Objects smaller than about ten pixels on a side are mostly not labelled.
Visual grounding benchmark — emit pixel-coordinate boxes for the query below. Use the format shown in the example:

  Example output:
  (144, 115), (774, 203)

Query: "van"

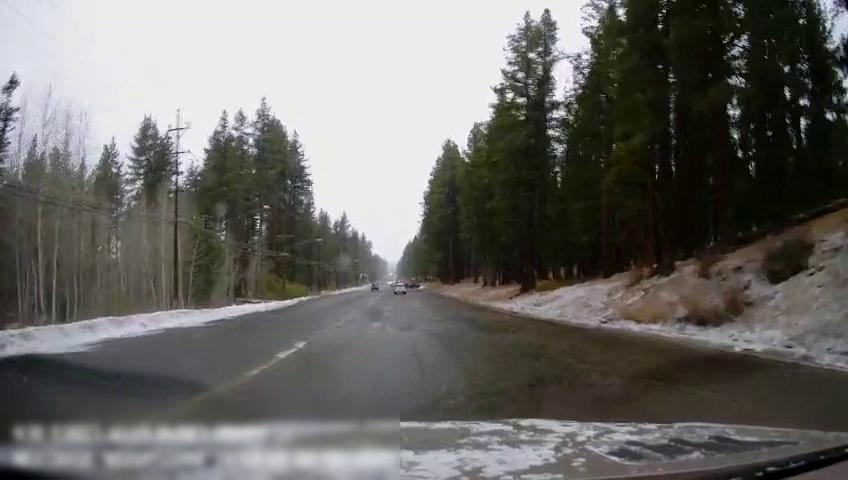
(393, 282), (409, 296)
